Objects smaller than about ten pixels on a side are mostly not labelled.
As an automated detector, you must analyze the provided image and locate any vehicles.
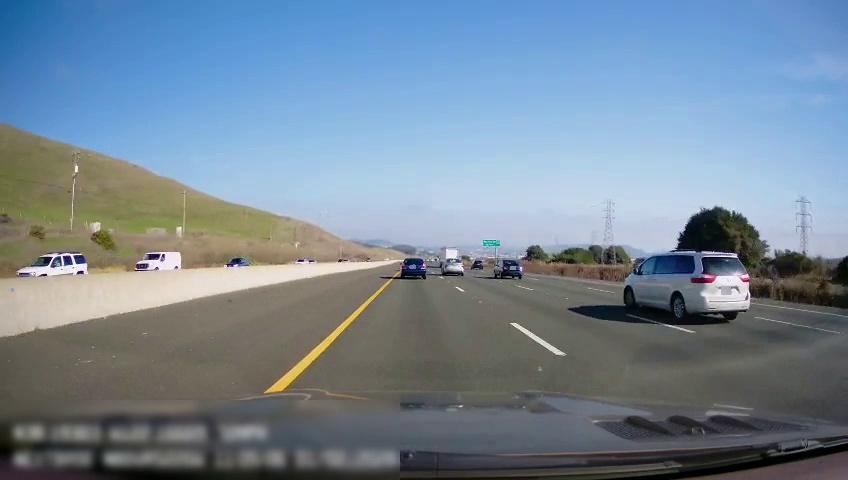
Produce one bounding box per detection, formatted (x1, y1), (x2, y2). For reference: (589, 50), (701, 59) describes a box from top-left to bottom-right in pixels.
(442, 259), (464, 276)
(471, 260), (484, 270)
(401, 258), (426, 279)
(494, 260), (522, 279)
(623, 250), (752, 324)
(133, 252), (182, 273)
(440, 247), (459, 267)
(223, 257), (249, 269)
(15, 251), (89, 280)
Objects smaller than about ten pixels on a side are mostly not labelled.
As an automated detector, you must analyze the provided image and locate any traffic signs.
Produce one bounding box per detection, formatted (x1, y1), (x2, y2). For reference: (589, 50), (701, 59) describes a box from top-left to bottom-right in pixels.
(481, 239), (502, 248)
